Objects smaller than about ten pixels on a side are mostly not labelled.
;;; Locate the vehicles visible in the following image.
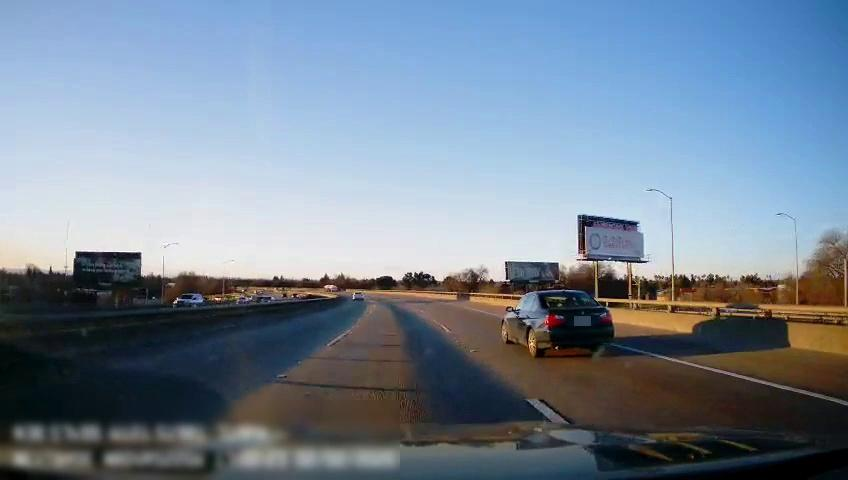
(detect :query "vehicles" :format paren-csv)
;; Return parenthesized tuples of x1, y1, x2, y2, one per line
(172, 293, 205, 309)
(260, 296, 272, 303)
(499, 290, 614, 359)
(324, 285, 338, 292)
(352, 291, 365, 301)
